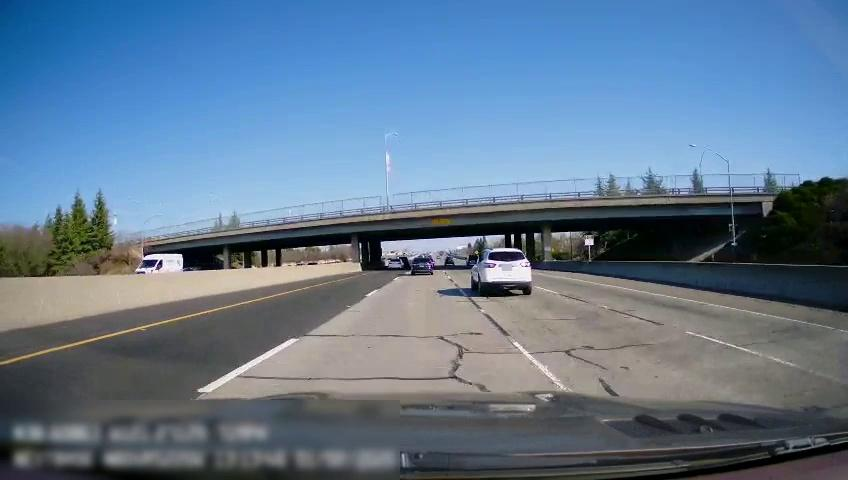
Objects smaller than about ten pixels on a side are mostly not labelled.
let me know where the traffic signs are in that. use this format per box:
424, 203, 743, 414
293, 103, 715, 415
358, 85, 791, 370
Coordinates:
431, 218, 449, 226
584, 234, 594, 246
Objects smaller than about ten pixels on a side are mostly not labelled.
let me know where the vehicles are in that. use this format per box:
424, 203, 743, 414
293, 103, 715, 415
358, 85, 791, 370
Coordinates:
444, 255, 455, 266
411, 257, 434, 276
134, 253, 184, 275
464, 254, 480, 267
469, 247, 533, 297
399, 257, 410, 269
387, 258, 405, 269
